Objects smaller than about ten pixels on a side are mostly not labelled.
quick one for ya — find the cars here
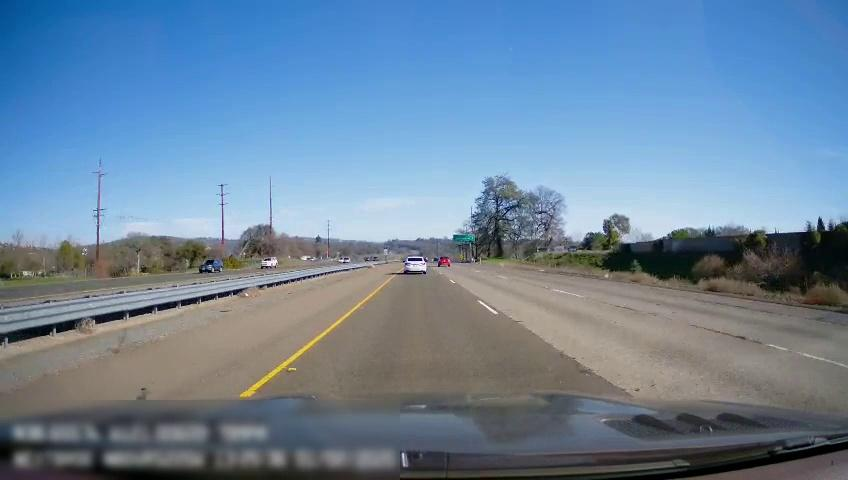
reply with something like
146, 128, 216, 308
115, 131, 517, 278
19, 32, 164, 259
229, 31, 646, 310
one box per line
402, 256, 427, 274
438, 257, 451, 267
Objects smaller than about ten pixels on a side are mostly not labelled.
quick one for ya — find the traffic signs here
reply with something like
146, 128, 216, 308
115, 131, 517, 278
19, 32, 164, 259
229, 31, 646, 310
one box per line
453, 233, 475, 242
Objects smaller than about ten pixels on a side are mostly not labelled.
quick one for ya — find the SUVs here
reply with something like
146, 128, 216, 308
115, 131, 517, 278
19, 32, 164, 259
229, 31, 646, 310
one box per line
260, 257, 278, 269
198, 258, 224, 274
